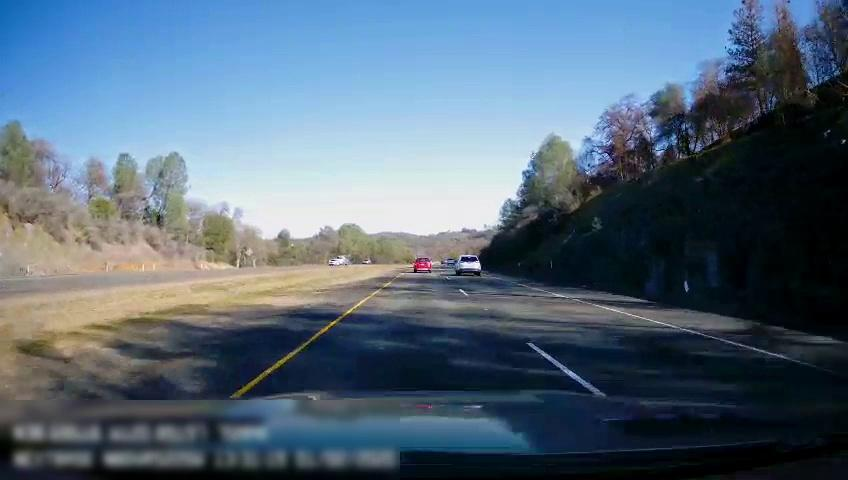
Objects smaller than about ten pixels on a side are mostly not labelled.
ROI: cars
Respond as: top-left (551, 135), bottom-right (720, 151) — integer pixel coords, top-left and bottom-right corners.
top-left (413, 257), bottom-right (433, 274)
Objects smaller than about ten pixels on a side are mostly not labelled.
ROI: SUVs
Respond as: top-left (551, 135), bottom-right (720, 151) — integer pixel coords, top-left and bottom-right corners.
top-left (454, 255), bottom-right (481, 276)
top-left (446, 258), bottom-right (456, 265)
top-left (327, 255), bottom-right (349, 266)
